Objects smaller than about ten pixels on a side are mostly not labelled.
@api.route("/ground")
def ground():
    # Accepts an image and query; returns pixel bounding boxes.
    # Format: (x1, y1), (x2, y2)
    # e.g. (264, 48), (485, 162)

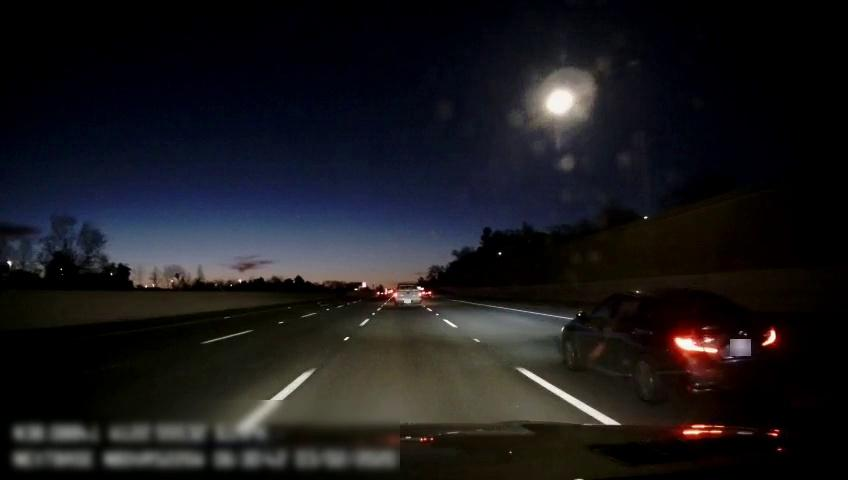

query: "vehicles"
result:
(392, 280), (423, 310)
(374, 290), (387, 298)
(559, 288), (783, 404)
(421, 290), (433, 298)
